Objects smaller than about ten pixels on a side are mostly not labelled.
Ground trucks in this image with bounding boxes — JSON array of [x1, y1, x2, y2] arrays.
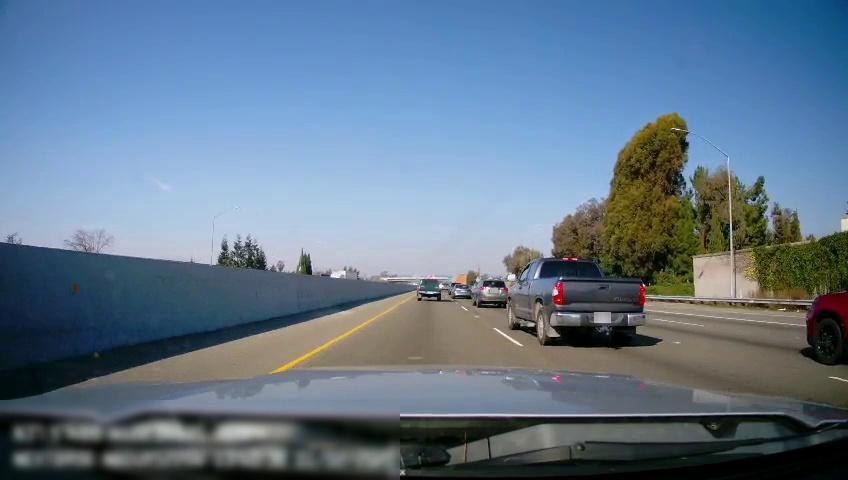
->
[[330, 270, 359, 281], [505, 257, 646, 345], [415, 278, 443, 302]]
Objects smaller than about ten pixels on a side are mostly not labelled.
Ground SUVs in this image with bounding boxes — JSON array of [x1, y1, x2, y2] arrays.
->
[[471, 279, 509, 309], [804, 290, 848, 367]]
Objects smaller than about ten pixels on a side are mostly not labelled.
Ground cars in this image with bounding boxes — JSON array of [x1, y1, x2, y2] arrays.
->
[[450, 283, 473, 299]]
